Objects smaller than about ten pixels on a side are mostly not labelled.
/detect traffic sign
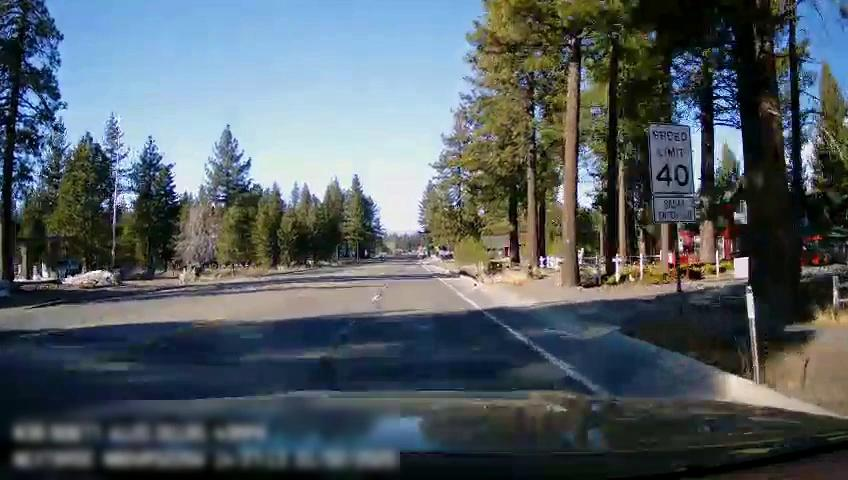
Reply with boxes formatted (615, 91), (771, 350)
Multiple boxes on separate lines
(648, 121), (699, 225)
